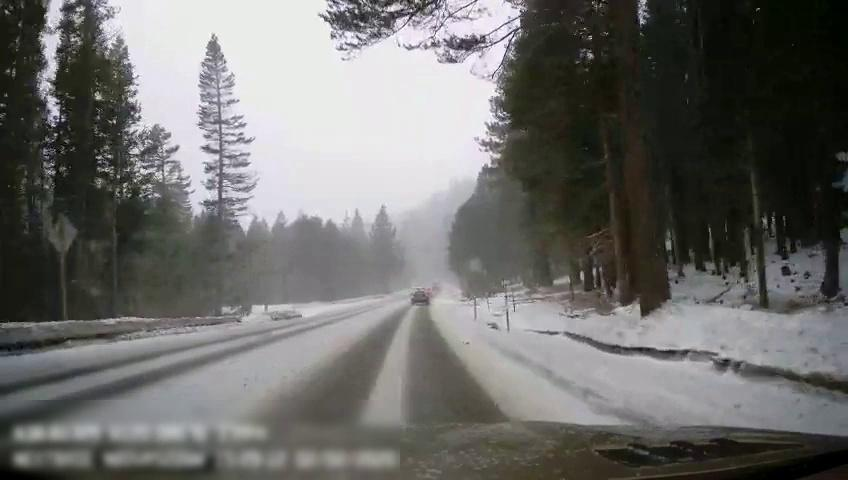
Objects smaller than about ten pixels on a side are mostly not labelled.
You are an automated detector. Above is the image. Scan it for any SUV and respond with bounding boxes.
[410,288,430,307]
